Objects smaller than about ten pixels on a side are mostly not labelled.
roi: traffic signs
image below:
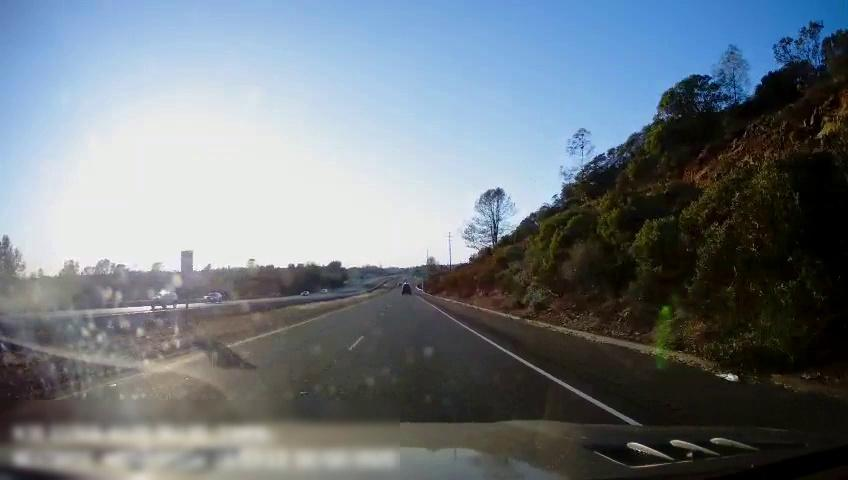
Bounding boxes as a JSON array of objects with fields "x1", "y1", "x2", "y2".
[{"x1": 181, "y1": 250, "x2": 193, "y2": 281}]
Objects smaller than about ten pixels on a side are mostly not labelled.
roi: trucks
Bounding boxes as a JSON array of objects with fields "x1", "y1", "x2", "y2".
[{"x1": 401, "y1": 283, "x2": 412, "y2": 295}]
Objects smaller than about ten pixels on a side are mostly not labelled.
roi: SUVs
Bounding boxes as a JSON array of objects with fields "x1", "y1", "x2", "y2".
[
  {"x1": 204, "y1": 292, "x2": 222, "y2": 304},
  {"x1": 150, "y1": 292, "x2": 178, "y2": 309}
]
